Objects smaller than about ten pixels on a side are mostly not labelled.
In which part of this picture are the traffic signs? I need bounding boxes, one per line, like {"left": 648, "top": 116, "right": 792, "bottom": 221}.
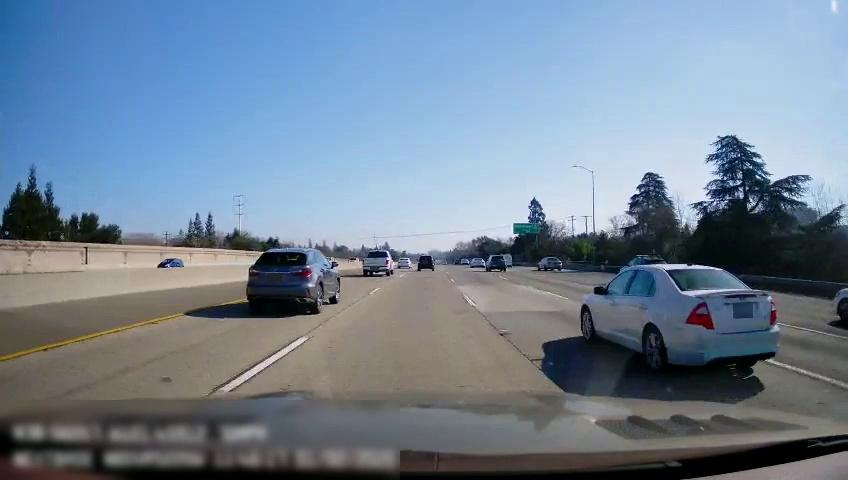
{"left": 512, "top": 222, "right": 541, "bottom": 235}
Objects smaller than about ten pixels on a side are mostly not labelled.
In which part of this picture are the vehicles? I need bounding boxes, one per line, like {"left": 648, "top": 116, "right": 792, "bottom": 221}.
{"left": 618, "top": 254, "right": 671, "bottom": 277}
{"left": 156, "top": 257, "right": 185, "bottom": 268}
{"left": 498, "top": 253, "right": 513, "bottom": 268}
{"left": 362, "top": 249, "right": 396, "bottom": 277}
{"left": 833, "top": 286, "right": 848, "bottom": 323}
{"left": 397, "top": 257, "right": 412, "bottom": 269}
{"left": 537, "top": 256, "right": 563, "bottom": 272}
{"left": 579, "top": 262, "right": 783, "bottom": 376}
{"left": 485, "top": 254, "right": 507, "bottom": 273}
{"left": 469, "top": 257, "right": 486, "bottom": 269}
{"left": 416, "top": 255, "right": 436, "bottom": 272}
{"left": 243, "top": 246, "right": 343, "bottom": 316}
